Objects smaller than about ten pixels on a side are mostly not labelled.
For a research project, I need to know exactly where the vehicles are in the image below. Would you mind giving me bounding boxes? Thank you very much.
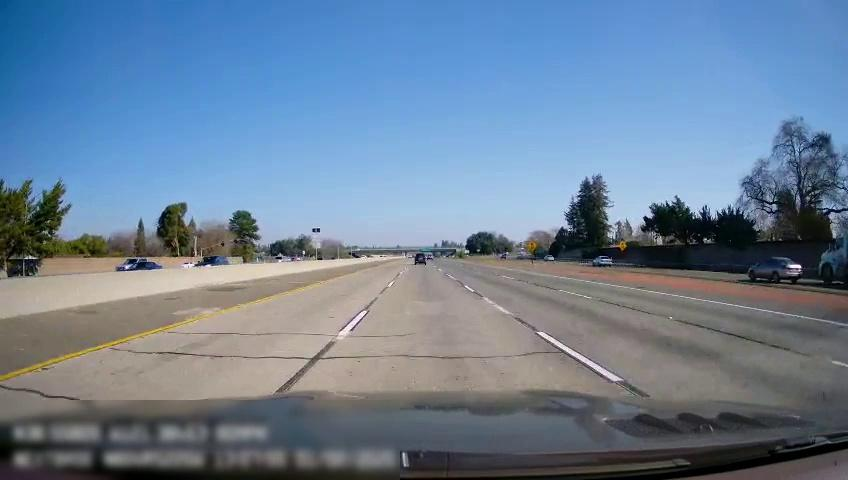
[543,254,555,262]
[115,258,147,272]
[820,233,848,288]
[194,256,229,267]
[127,261,161,271]
[414,252,426,265]
[747,255,803,284]
[594,255,612,265]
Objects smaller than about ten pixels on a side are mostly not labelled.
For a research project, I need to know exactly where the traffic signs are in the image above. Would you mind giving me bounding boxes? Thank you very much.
[528,240,537,252]
[618,241,628,252]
